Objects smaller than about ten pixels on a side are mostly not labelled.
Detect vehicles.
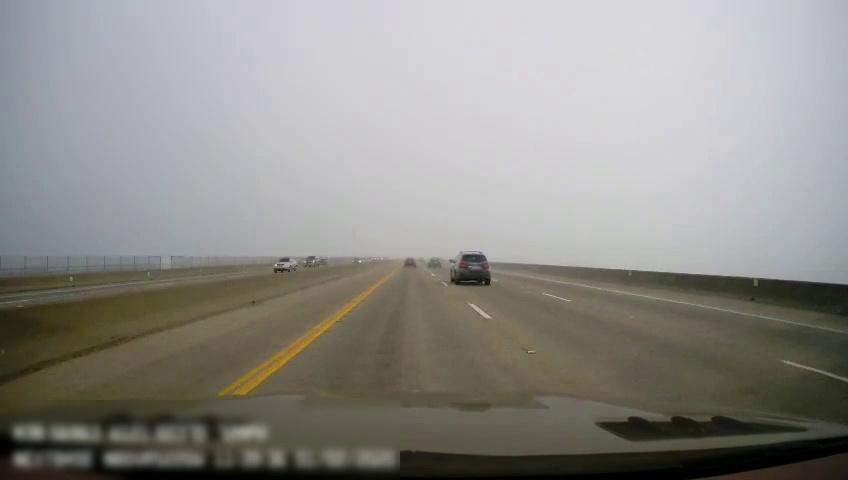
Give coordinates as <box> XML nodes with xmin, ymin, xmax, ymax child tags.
<box><xmin>351</xmin><ymin>257</ymin><xmax>366</xmax><ymax>265</ymax></box>
<box><xmin>449</xmin><ymin>250</ymin><xmax>493</xmax><ymax>286</ymax></box>
<box><xmin>404</xmin><ymin>257</ymin><xmax>418</xmax><ymax>268</ymax></box>
<box><xmin>303</xmin><ymin>255</ymin><xmax>321</xmax><ymax>268</ymax></box>
<box><xmin>316</xmin><ymin>257</ymin><xmax>329</xmax><ymax>265</ymax></box>
<box><xmin>273</xmin><ymin>257</ymin><xmax>299</xmax><ymax>273</ymax></box>
<box><xmin>427</xmin><ymin>257</ymin><xmax>442</xmax><ymax>269</ymax></box>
